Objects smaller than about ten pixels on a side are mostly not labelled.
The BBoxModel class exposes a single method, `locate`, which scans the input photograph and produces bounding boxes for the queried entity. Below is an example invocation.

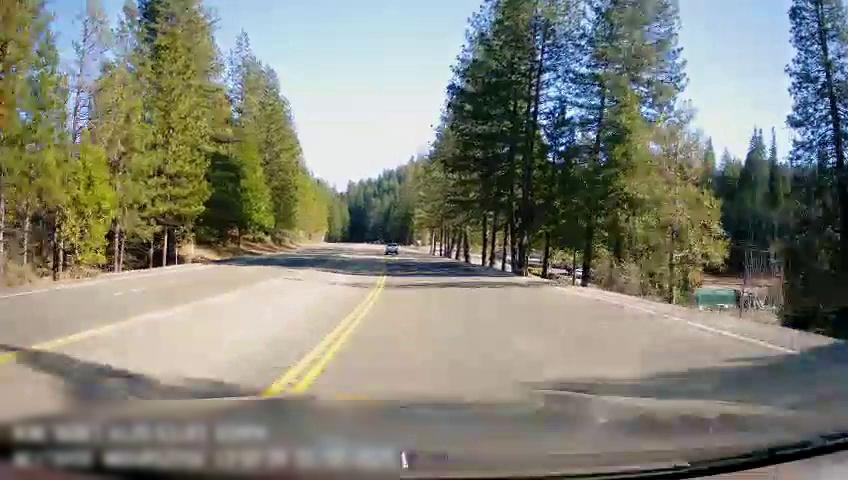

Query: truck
[385,242,399,255]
